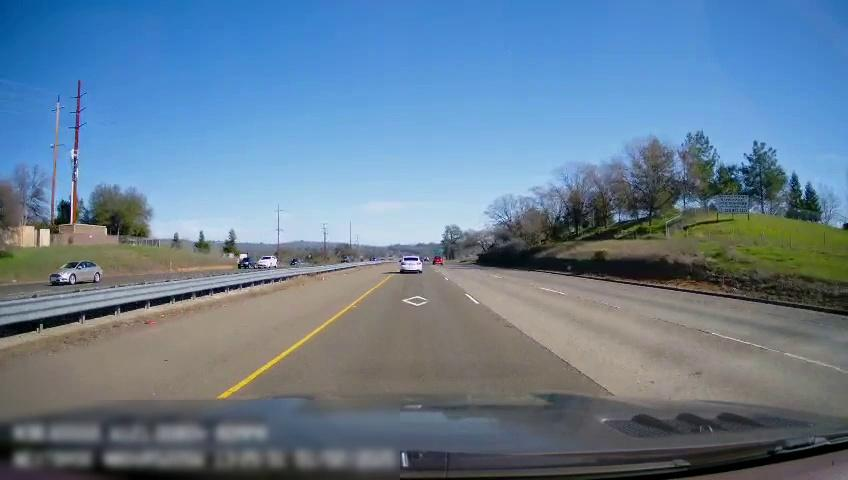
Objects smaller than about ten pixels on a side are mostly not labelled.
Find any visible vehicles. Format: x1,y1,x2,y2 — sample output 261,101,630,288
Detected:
237,258,256,270
257,256,278,269
289,258,301,268
48,260,105,287
432,256,444,265
339,256,351,264
398,256,423,274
